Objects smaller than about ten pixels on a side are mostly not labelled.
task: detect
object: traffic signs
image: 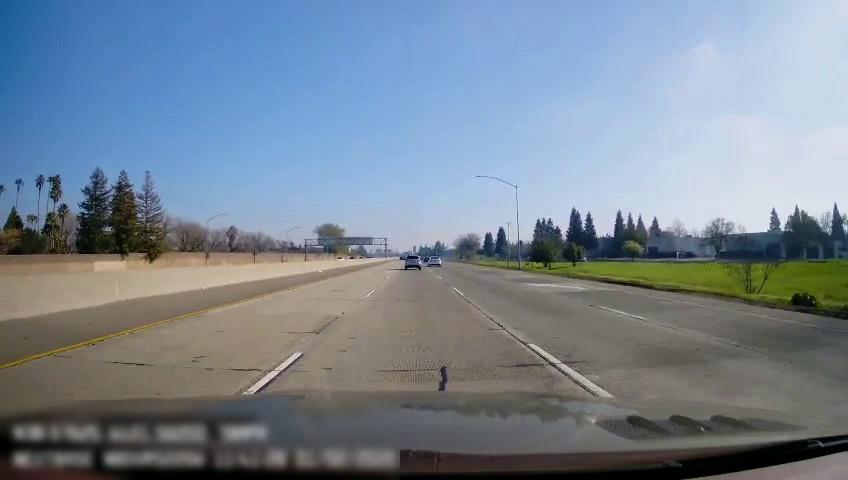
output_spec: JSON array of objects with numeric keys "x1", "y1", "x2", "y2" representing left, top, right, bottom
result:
[
  {"x1": 343, "y1": 236, "x2": 374, "y2": 247},
  {"x1": 318, "y1": 237, "x2": 342, "y2": 247}
]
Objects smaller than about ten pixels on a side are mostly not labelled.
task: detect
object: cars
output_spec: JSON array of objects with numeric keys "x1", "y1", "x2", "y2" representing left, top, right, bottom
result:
[{"x1": 428, "y1": 256, "x2": 441, "y2": 267}]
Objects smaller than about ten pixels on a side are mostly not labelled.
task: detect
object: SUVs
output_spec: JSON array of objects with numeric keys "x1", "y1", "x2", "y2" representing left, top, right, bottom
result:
[{"x1": 404, "y1": 256, "x2": 421, "y2": 270}]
